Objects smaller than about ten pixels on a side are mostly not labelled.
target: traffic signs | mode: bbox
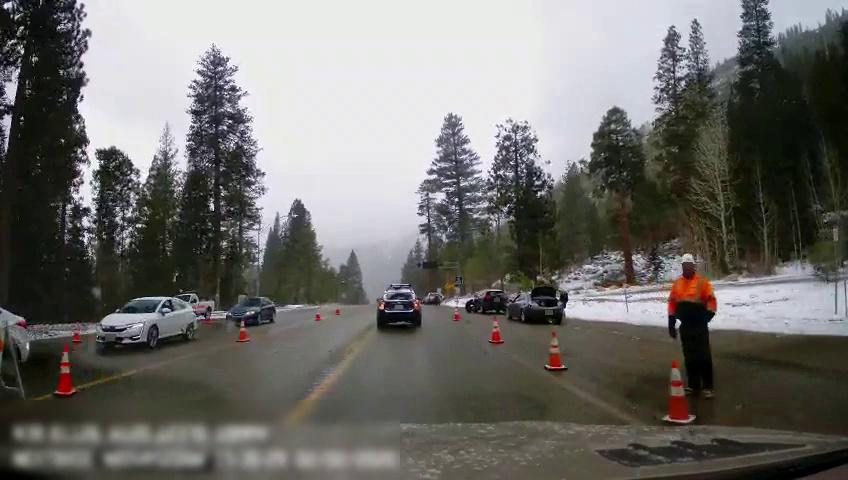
[0,320,8,354]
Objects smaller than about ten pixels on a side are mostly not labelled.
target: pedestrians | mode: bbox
[555,289,569,322]
[666,253,720,401]
[464,298,476,313]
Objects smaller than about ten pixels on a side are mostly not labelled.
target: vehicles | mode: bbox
[375,283,422,329]
[504,285,564,325]
[422,292,441,305]
[473,289,509,314]
[0,306,31,380]
[225,296,277,327]
[171,292,215,322]
[95,296,198,352]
